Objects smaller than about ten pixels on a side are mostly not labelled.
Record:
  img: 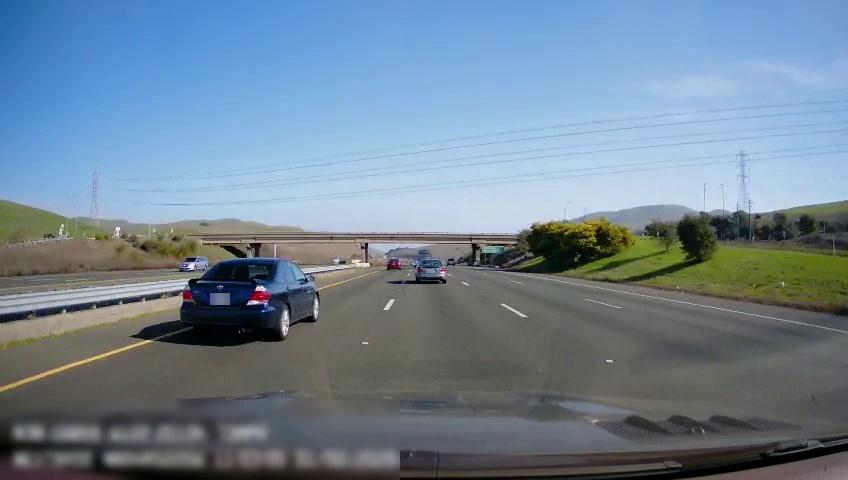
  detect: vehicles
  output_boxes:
[417,249,432,259]
[178,257,321,343]
[178,256,208,273]
[386,258,402,271]
[413,258,446,283]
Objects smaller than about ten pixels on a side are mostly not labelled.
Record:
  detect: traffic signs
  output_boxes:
[481,246,504,254]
